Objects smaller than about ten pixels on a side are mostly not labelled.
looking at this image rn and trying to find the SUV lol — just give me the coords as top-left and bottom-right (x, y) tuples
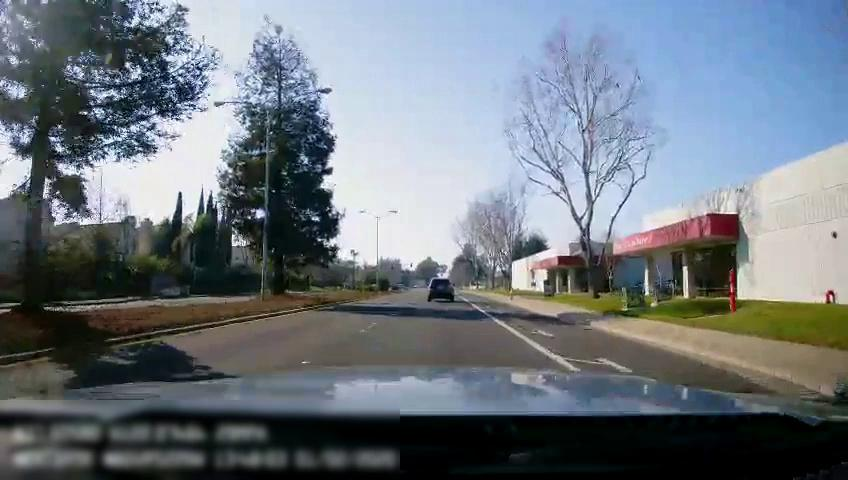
(427, 277), (455, 303)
